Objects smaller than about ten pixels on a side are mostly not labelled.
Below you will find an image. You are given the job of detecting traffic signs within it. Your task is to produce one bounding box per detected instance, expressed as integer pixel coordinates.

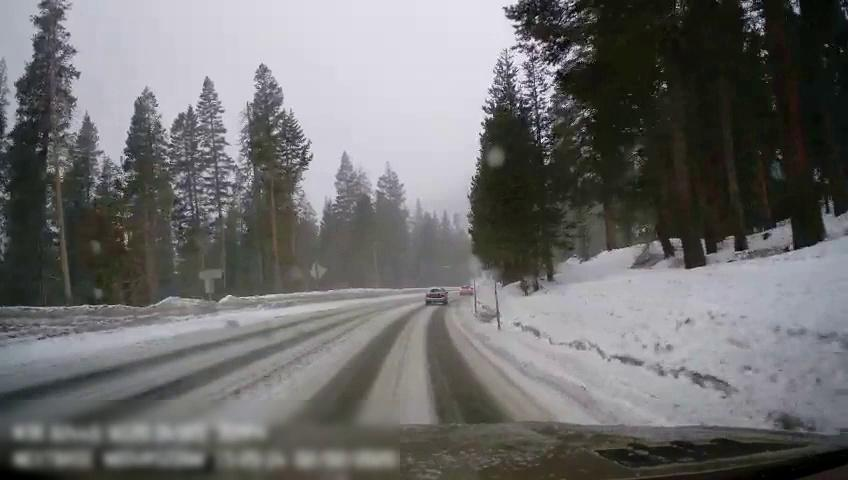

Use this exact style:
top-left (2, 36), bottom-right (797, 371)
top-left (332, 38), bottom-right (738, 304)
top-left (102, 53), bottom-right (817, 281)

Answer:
top-left (204, 278), bottom-right (215, 293)
top-left (309, 260), bottom-right (327, 281)
top-left (198, 268), bottom-right (222, 280)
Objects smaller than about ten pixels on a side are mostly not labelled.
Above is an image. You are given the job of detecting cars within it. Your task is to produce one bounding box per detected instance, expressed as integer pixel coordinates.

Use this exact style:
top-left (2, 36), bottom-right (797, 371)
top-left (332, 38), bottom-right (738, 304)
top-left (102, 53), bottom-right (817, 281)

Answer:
top-left (424, 286), bottom-right (449, 306)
